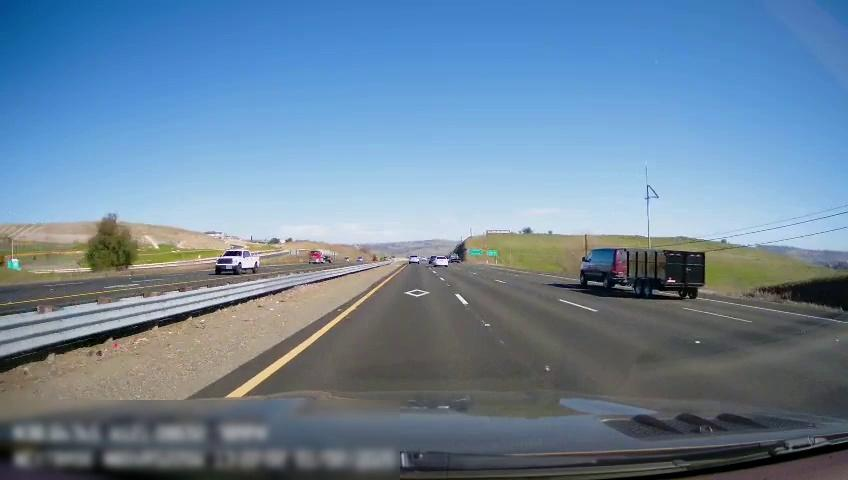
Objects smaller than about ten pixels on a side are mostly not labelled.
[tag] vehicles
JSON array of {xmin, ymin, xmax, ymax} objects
[
  {"xmin": 215, "ymin": 249, "xmax": 261, "ymax": 275},
  {"xmin": 627, "ymin": 249, "xmax": 708, "ymax": 298},
  {"xmin": 450, "ymin": 254, "xmax": 461, "ymax": 264},
  {"xmin": 407, "ymin": 254, "xmax": 419, "ymax": 264},
  {"xmin": 433, "ymin": 255, "xmax": 449, "ymax": 267},
  {"xmin": 309, "ymin": 250, "xmax": 332, "ymax": 264},
  {"xmin": 580, "ymin": 248, "xmax": 628, "ymax": 289}
]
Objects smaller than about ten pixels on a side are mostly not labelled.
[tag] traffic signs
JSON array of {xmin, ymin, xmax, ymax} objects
[
  {"xmin": 469, "ymin": 248, "xmax": 484, "ymax": 256},
  {"xmin": 487, "ymin": 250, "xmax": 498, "ymax": 257}
]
